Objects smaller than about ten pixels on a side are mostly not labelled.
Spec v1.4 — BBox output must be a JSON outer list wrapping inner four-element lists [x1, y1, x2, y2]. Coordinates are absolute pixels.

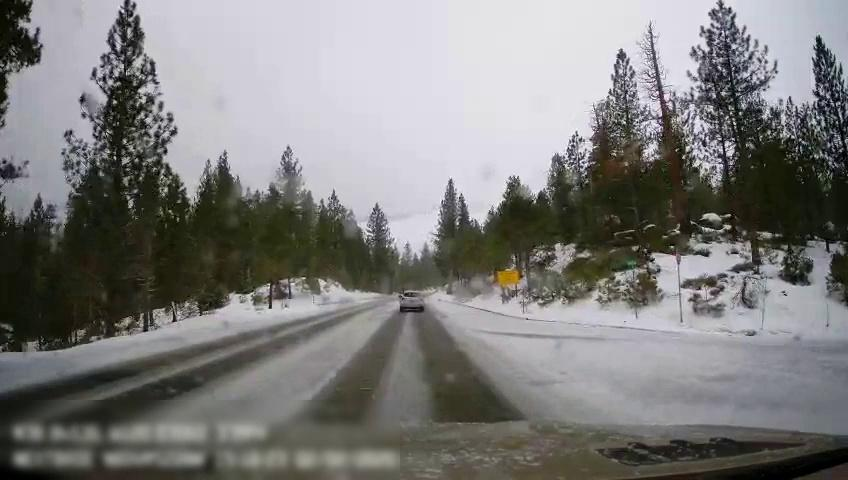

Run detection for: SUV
[[398, 289, 426, 313]]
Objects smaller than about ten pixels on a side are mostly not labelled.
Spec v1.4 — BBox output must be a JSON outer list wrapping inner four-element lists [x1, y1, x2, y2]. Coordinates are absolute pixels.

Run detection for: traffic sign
[[497, 270, 519, 286]]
